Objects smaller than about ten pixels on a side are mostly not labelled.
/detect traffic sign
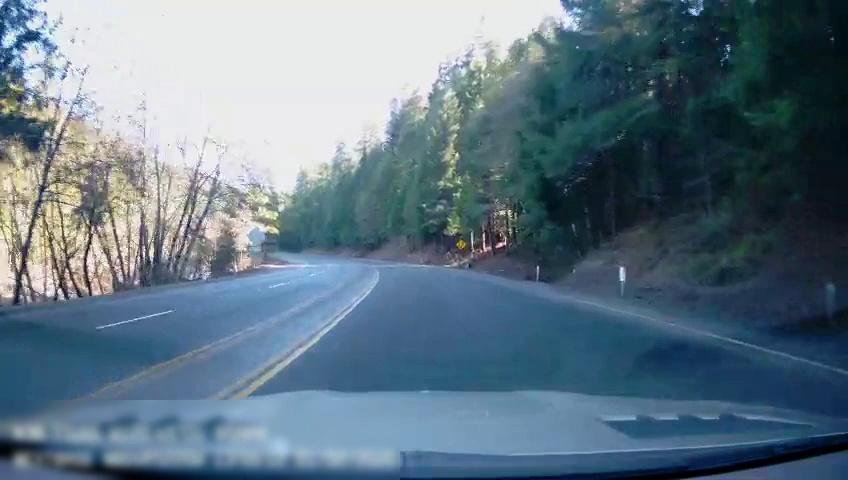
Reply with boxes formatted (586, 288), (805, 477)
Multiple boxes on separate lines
(455, 239), (467, 250)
